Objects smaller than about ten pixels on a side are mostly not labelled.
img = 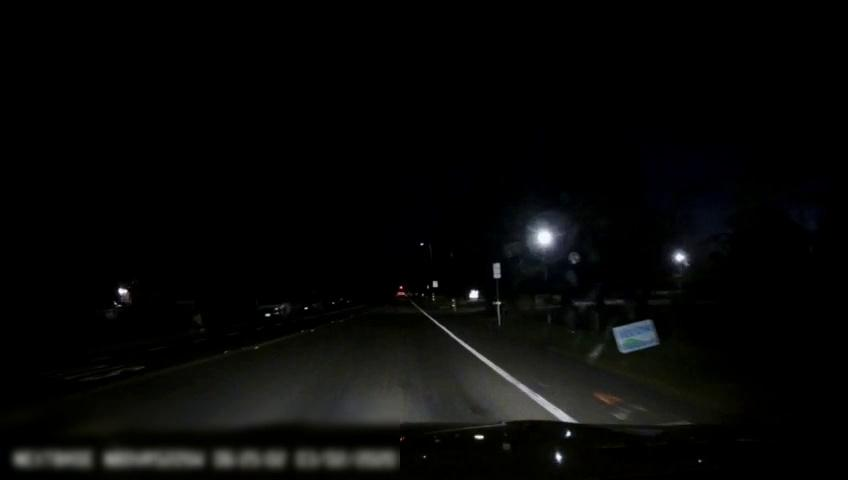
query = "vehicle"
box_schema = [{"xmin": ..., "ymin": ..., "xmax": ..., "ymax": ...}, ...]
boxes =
[{"xmin": 256, "ymin": 294, "xmax": 293, "ymax": 321}]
